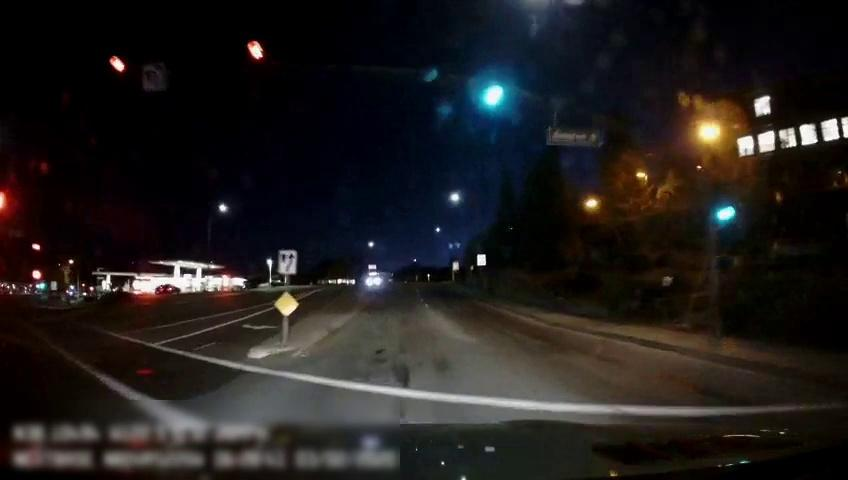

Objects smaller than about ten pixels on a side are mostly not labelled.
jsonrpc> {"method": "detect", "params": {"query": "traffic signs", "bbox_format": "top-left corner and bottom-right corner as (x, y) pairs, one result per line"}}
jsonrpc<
(453, 261), (460, 270)
(477, 254), (487, 265)
(278, 250), (297, 275)
(274, 291), (299, 316)
(145, 67), (168, 91)
(548, 129), (602, 146)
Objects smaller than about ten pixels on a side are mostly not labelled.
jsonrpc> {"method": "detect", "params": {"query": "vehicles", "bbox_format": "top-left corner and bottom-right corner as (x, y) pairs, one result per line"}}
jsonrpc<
(154, 284), (181, 296)
(366, 272), (392, 287)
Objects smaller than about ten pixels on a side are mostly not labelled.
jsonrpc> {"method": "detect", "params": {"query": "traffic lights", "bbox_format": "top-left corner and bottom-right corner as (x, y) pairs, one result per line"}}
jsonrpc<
(109, 54), (126, 92)
(247, 39), (265, 77)
(717, 203), (734, 225)
(482, 75), (500, 111)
